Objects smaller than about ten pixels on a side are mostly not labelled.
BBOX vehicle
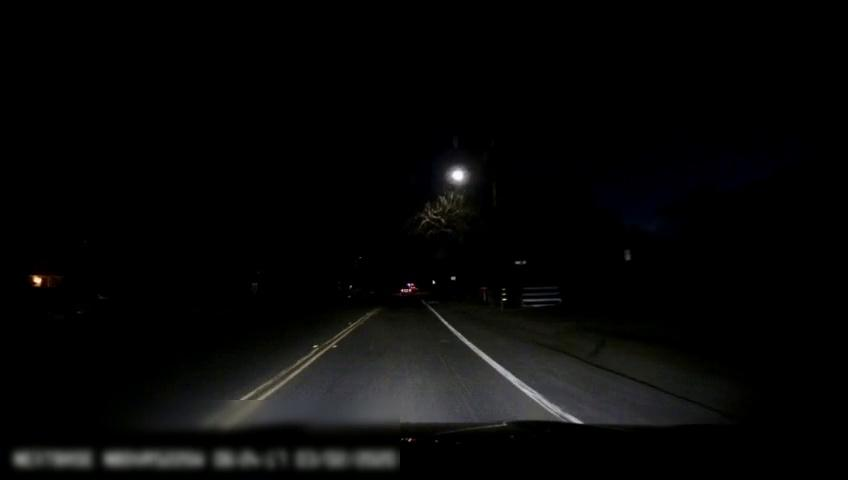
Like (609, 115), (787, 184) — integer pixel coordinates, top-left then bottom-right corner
(398, 285), (415, 299)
